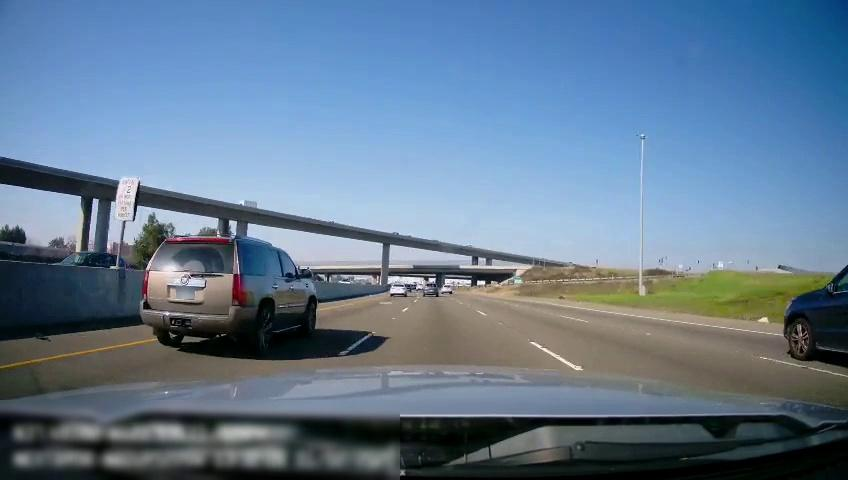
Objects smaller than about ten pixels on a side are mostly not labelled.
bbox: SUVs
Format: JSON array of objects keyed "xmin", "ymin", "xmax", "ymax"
[
  {"xmin": 440, "ymin": 284, "xmax": 453, "ymax": 295},
  {"xmin": 782, "ymin": 262, "xmax": 848, "ymax": 362},
  {"xmin": 139, "ymin": 234, "xmax": 319, "ymax": 355},
  {"xmin": 422, "ymin": 283, "xmax": 439, "ymax": 298},
  {"xmin": 54, "ymin": 251, "xmax": 128, "ymax": 271}
]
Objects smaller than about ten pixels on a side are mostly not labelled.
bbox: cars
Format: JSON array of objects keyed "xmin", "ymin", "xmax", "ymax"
[{"xmin": 389, "ymin": 282, "xmax": 408, "ymax": 297}]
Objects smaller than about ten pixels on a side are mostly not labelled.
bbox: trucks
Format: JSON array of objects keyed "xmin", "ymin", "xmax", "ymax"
[{"xmin": 238, "ymin": 199, "xmax": 258, "ymax": 209}]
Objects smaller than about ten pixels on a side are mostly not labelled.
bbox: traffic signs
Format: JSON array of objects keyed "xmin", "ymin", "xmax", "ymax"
[{"xmin": 115, "ymin": 175, "xmax": 142, "ymax": 222}]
